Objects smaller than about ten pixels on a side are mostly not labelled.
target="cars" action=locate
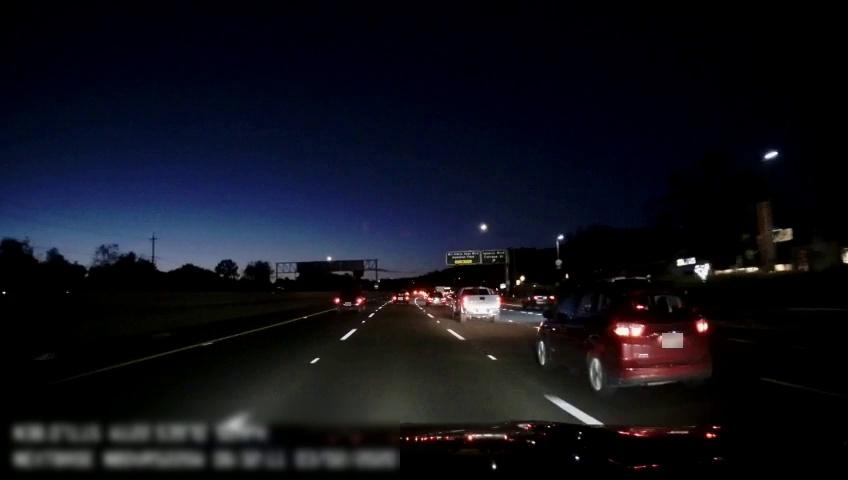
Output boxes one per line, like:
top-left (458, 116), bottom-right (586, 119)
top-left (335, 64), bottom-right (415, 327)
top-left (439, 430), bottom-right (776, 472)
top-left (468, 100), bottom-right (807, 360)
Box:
top-left (521, 285), bottom-right (556, 310)
top-left (532, 275), bottom-right (713, 399)
top-left (392, 291), bottom-right (411, 305)
top-left (425, 293), bottom-right (446, 307)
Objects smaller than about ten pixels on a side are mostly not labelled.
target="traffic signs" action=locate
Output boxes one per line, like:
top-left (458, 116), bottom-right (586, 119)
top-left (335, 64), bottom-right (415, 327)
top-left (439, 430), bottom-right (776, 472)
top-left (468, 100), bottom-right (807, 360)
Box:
top-left (444, 249), bottom-right (478, 268)
top-left (478, 249), bottom-right (505, 268)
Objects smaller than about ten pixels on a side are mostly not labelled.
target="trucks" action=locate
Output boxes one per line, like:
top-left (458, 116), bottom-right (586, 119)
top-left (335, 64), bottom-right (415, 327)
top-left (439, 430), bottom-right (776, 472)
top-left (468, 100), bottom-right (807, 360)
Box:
top-left (333, 287), bottom-right (367, 316)
top-left (453, 285), bottom-right (502, 324)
